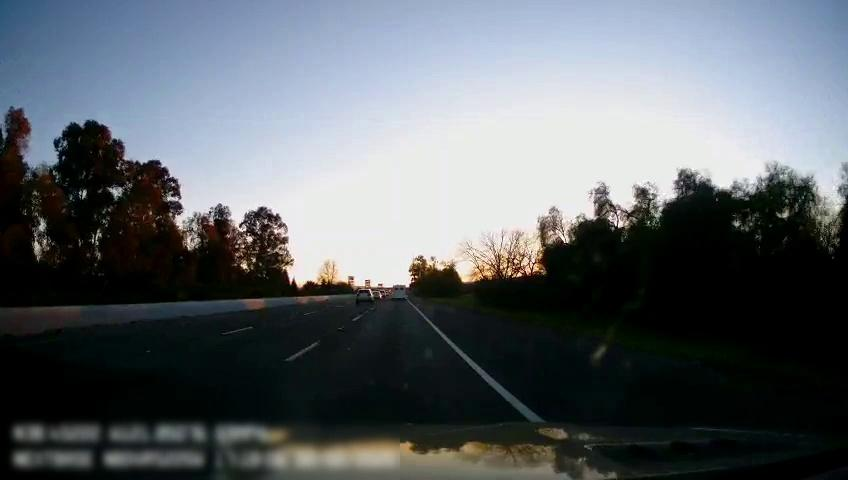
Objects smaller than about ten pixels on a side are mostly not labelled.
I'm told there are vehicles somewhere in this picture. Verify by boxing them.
[355,288,374,306]
[391,284,409,301]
